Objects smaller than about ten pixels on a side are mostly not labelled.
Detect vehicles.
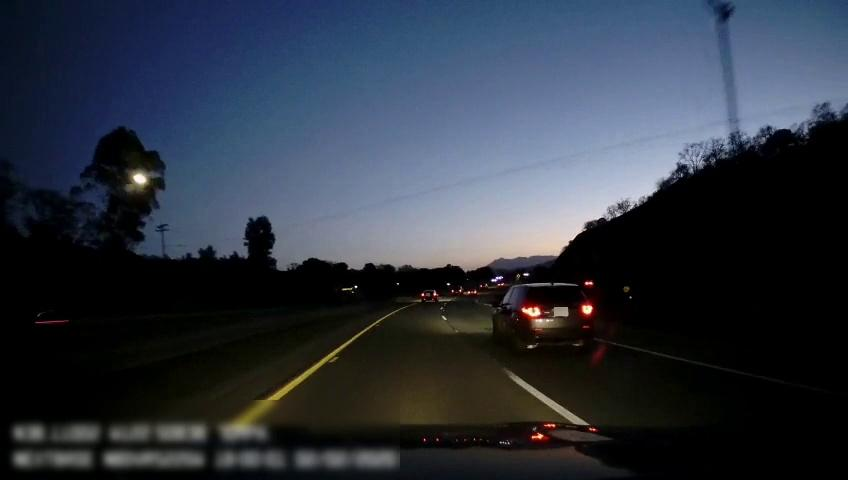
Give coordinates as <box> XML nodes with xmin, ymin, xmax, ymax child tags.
<box><xmin>491</xmin><ymin>284</ymin><xmax>595</xmax><ymax>343</ymax></box>
<box><xmin>31</xmin><ymin>310</ymin><xmax>55</xmax><ymax>322</ymax></box>
<box><xmin>421</xmin><ymin>289</ymin><xmax>439</xmax><ymax>304</ymax></box>
<box><xmin>465</xmin><ymin>288</ymin><xmax>477</xmax><ymax>298</ymax></box>
<box><xmin>450</xmin><ymin>286</ymin><xmax>463</xmax><ymax>296</ymax></box>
